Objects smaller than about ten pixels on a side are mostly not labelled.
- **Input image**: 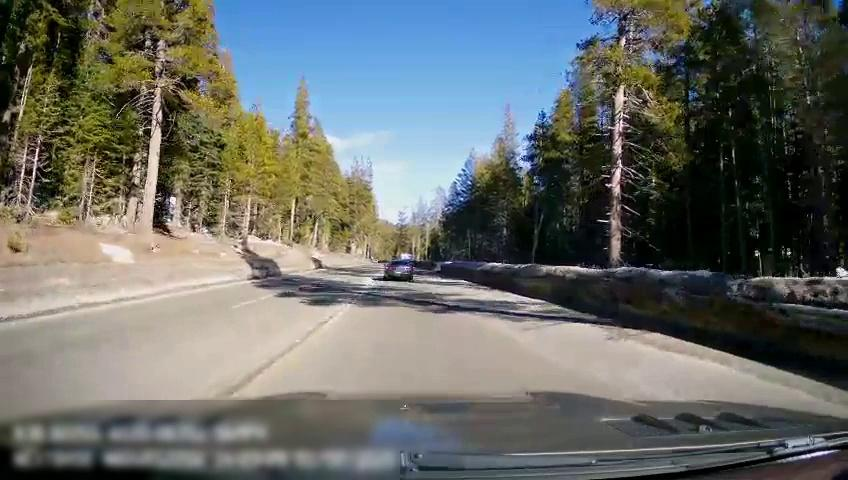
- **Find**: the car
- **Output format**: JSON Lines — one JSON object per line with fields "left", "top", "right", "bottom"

{"left": 383, "top": 258, "right": 414, "bottom": 281}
